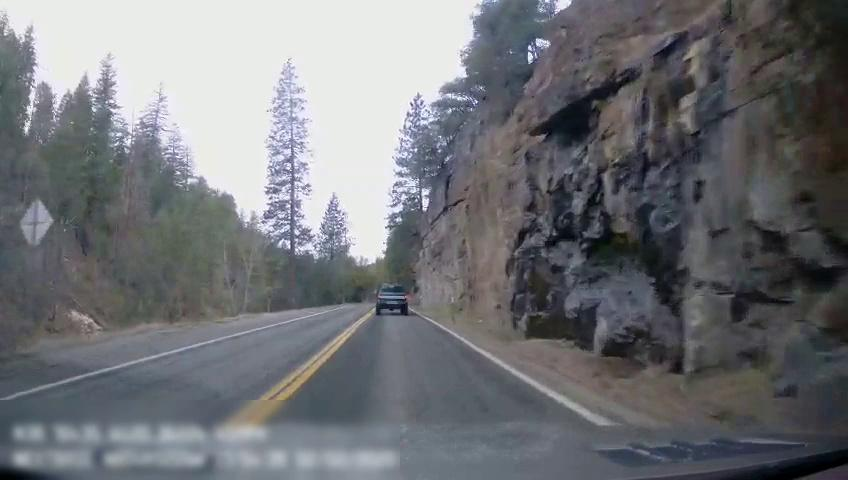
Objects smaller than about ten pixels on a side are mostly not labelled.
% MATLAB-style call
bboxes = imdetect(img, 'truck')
[375,283,409,316]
